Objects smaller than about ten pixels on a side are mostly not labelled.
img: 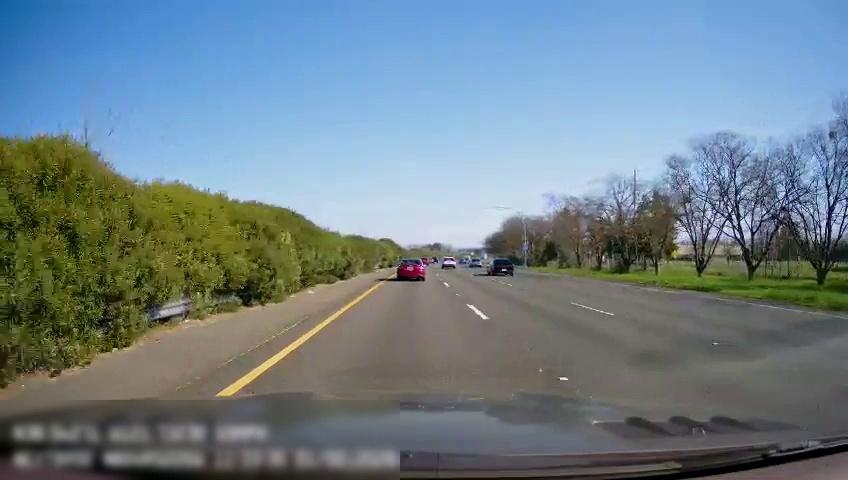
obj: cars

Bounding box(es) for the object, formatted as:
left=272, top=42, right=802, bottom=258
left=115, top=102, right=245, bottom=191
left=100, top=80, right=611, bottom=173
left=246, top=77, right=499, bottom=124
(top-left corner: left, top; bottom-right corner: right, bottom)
left=441, top=255, right=457, bottom=270
left=396, top=257, right=426, bottom=282
left=487, top=257, right=515, bottom=277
